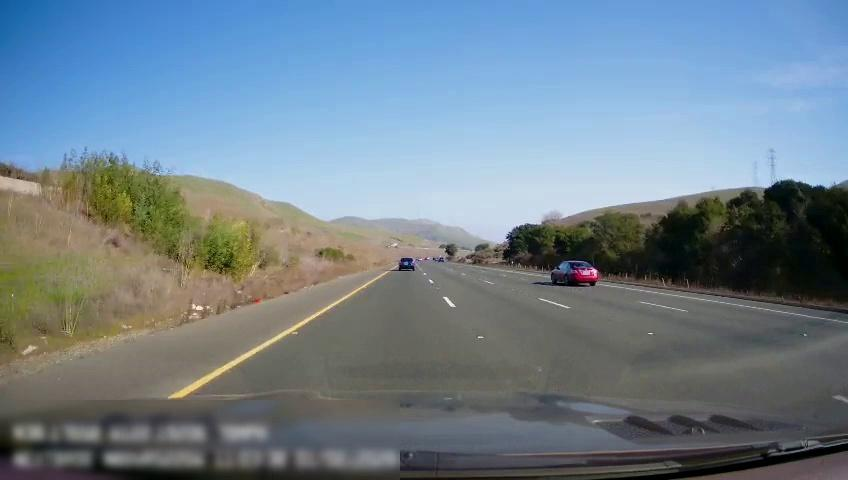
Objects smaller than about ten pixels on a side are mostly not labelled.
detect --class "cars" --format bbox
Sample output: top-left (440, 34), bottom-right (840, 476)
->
top-left (550, 260), bottom-right (598, 287)
top-left (398, 257), bottom-right (416, 271)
